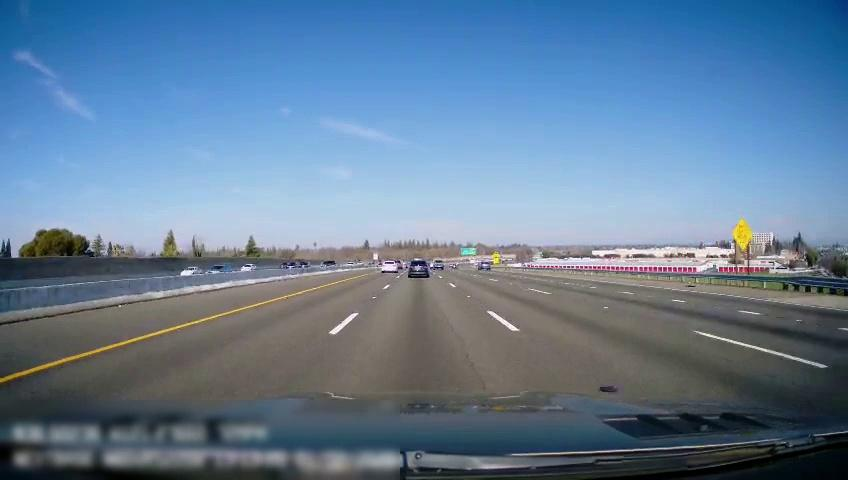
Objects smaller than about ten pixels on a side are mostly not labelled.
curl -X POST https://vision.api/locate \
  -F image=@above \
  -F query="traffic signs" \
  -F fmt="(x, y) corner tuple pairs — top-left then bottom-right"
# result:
(460, 247), (477, 256)
(732, 217), (752, 252)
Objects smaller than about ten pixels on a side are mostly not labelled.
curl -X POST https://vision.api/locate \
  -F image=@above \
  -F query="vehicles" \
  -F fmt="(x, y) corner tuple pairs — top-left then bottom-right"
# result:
(478, 261), (491, 271)
(391, 260), (403, 270)
(285, 261), (301, 269)
(206, 264), (232, 275)
(319, 260), (337, 268)
(180, 265), (204, 277)
(407, 260), (430, 278)
(380, 260), (399, 274)
(433, 259), (444, 271)
(297, 261), (312, 269)
(240, 263), (257, 272)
